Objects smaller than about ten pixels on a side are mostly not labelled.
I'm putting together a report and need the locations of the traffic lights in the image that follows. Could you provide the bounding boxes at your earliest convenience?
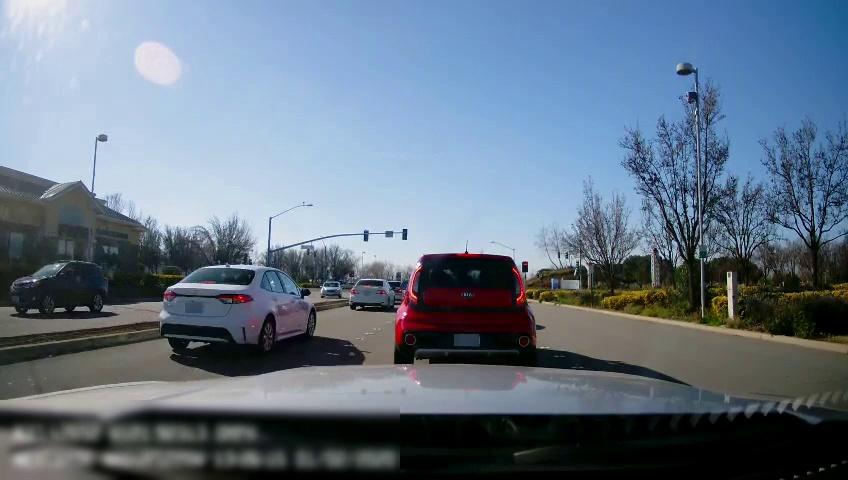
[363,230,369,241]
[402,229,408,240]
[522,261,528,273]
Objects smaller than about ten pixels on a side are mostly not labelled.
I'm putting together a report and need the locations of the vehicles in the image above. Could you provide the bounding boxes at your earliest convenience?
[350,278,396,311]
[387,281,407,302]
[393,252,537,367]
[159,265,317,362]
[8,261,108,317]
[320,281,342,299]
